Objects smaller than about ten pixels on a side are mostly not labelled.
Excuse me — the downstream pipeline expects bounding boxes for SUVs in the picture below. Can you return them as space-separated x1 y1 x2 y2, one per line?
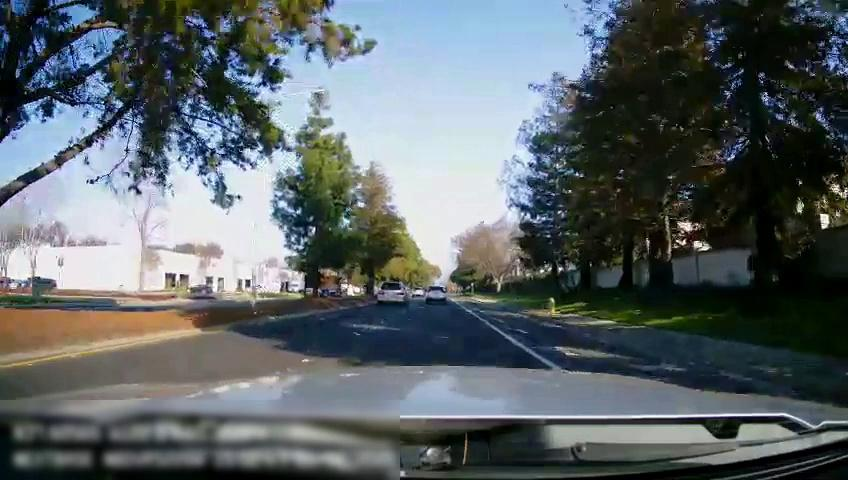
319 286 344 298
424 283 448 305
412 286 426 297
376 281 409 305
